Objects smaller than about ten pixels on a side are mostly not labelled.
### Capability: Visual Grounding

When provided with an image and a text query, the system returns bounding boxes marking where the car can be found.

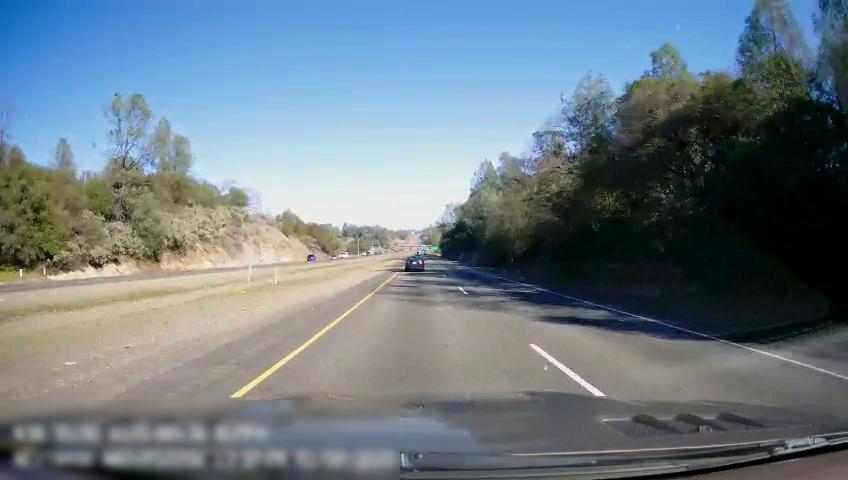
[404,256,424,271]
